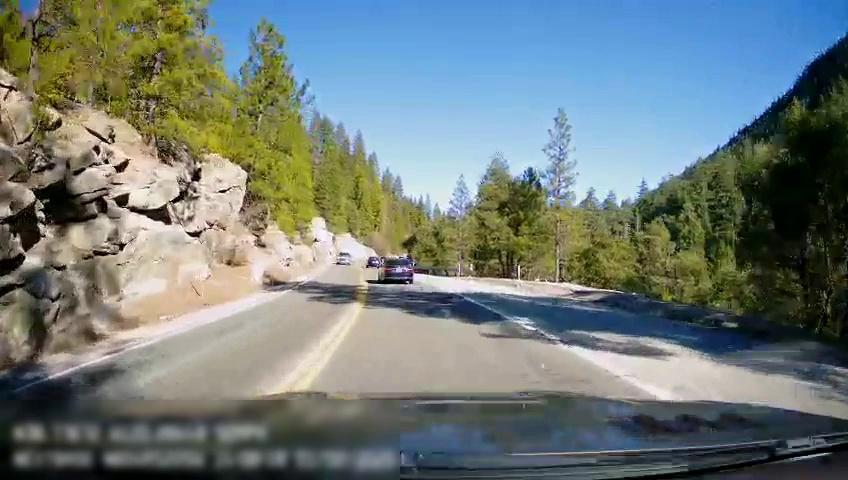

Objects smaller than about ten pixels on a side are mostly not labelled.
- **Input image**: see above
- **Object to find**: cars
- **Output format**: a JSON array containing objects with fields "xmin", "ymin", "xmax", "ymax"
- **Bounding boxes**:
[
  {"xmin": 375, "ymin": 256, "xmax": 414, "ymax": 284},
  {"xmin": 366, "ymin": 256, "xmax": 382, "ymax": 269}
]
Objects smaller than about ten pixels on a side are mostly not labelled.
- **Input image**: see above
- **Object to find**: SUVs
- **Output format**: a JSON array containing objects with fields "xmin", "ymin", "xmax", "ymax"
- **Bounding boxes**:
[{"xmin": 335, "ymin": 251, "xmax": 353, "ymax": 266}]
